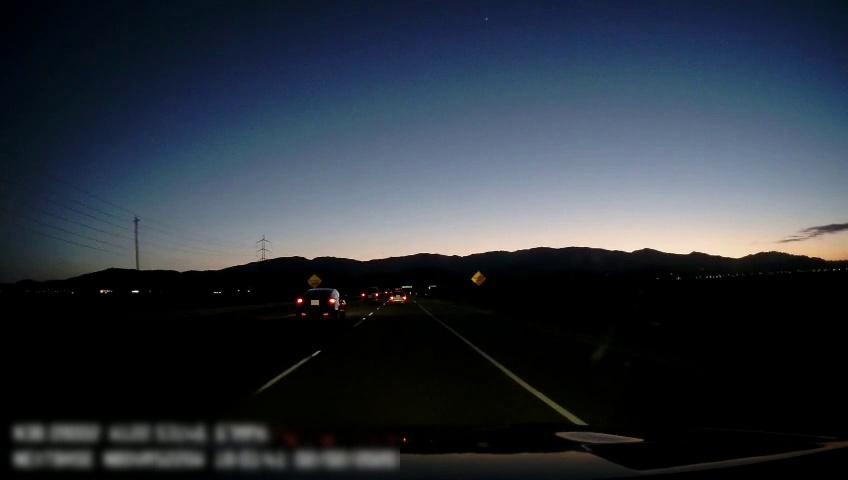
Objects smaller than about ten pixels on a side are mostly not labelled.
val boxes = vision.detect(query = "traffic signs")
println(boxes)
[305,273,323,288]
[470,270,488,287]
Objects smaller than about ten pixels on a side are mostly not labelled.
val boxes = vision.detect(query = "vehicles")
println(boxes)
[359,289,380,304]
[294,288,348,328]
[388,288,407,303]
